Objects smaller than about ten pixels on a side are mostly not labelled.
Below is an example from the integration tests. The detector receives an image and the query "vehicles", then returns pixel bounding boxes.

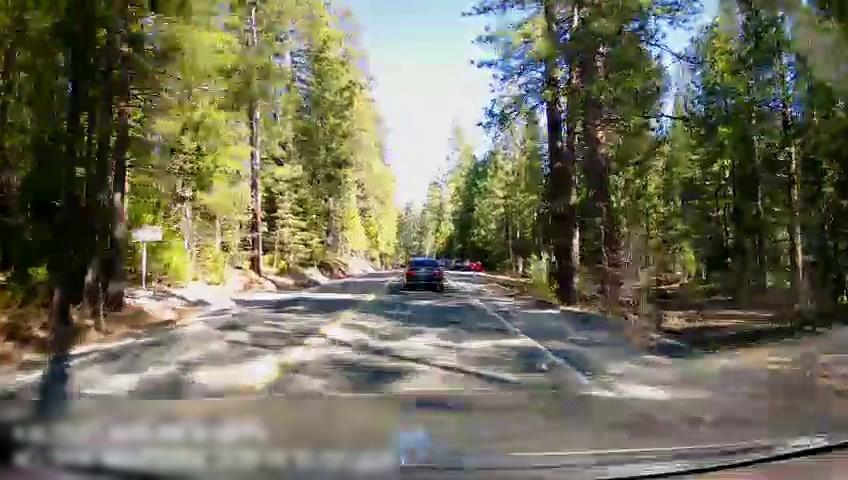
[447,257,467,270]
[463,257,483,272]
[399,256,445,289]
